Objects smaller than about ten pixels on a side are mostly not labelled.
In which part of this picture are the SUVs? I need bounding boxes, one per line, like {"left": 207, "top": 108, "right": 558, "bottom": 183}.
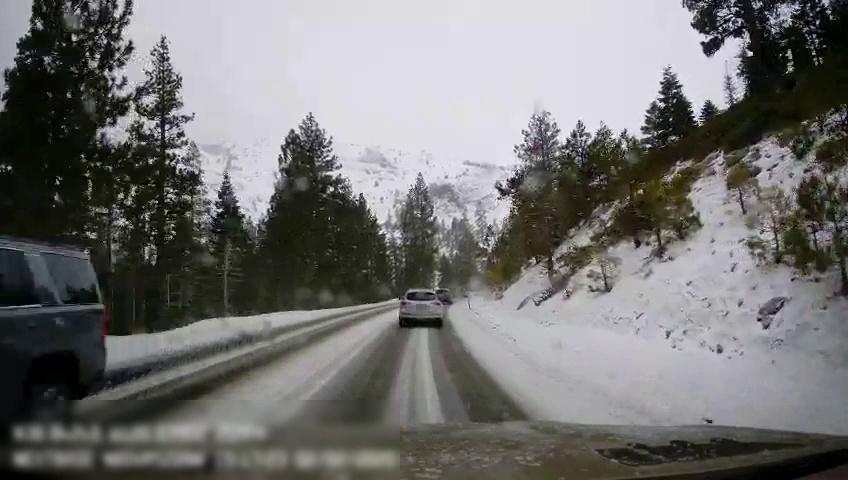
{"left": 0, "top": 238, "right": 107, "bottom": 451}
{"left": 398, "top": 289, "right": 444, "bottom": 329}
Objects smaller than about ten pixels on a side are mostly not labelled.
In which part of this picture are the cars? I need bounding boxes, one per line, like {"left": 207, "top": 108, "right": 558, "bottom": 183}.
{"left": 434, "top": 289, "right": 453, "bottom": 305}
